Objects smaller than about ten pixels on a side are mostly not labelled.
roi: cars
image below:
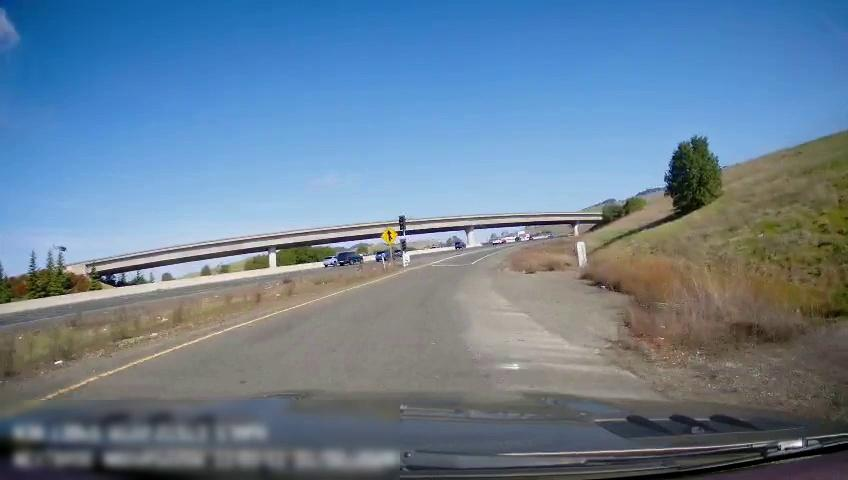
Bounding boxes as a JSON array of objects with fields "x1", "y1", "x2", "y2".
[
  {"x1": 322, "y1": 255, "x2": 341, "y2": 267},
  {"x1": 454, "y1": 240, "x2": 467, "y2": 250},
  {"x1": 374, "y1": 250, "x2": 392, "y2": 263}
]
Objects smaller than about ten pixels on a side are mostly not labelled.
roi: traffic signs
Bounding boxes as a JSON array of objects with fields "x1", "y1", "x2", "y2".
[
  {"x1": 380, "y1": 225, "x2": 398, "y2": 246},
  {"x1": 401, "y1": 253, "x2": 411, "y2": 268}
]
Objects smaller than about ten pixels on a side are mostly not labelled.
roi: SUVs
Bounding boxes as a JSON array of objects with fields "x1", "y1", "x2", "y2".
[
  {"x1": 492, "y1": 238, "x2": 503, "y2": 246},
  {"x1": 337, "y1": 252, "x2": 365, "y2": 267}
]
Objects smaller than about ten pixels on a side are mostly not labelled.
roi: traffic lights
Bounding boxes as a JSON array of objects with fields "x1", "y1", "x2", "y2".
[
  {"x1": 397, "y1": 214, "x2": 407, "y2": 232},
  {"x1": 399, "y1": 237, "x2": 408, "y2": 253}
]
